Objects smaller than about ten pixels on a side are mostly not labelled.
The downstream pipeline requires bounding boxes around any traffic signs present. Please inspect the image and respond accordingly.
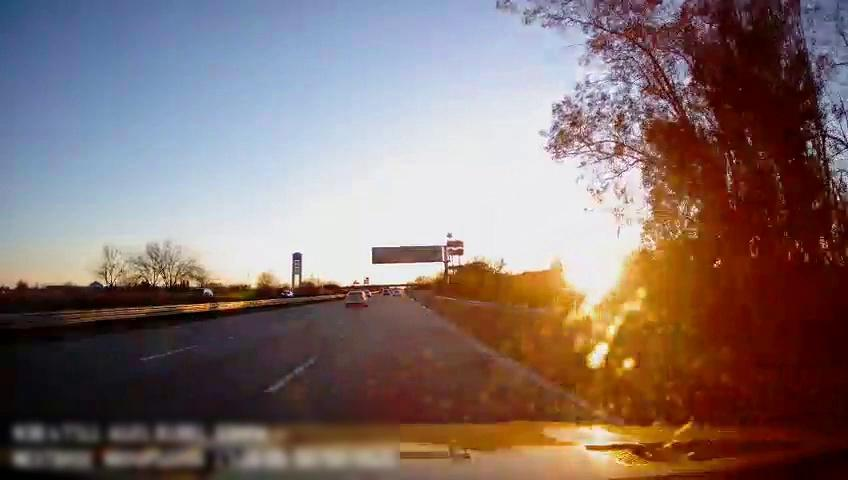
[371,246,445,265]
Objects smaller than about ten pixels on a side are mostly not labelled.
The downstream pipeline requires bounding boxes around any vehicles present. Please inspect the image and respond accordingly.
[187,288,213,301]
[343,290,368,310]
[279,289,295,299]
